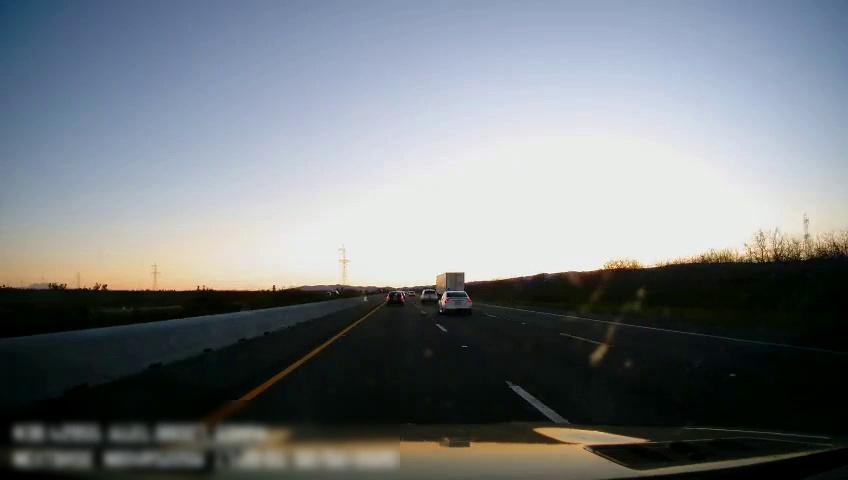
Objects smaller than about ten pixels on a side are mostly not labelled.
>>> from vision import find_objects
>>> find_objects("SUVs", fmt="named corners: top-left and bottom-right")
top-left (420, 288), bottom-right (439, 305)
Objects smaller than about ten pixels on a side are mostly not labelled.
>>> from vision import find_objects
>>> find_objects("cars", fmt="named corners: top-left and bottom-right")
top-left (438, 290), bottom-right (473, 315)
top-left (386, 290), bottom-right (405, 307)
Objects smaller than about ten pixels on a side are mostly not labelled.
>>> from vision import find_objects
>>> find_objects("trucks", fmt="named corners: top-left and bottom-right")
top-left (435, 272), bottom-right (465, 300)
